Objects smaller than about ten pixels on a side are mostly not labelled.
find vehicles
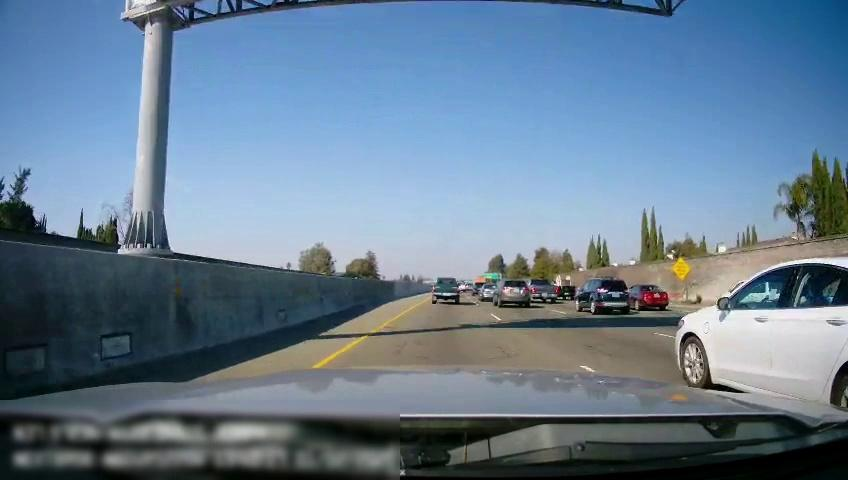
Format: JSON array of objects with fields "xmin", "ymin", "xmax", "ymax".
[
  {"xmin": 721, "ymin": 280, "xmax": 809, "ymax": 305},
  {"xmin": 574, "ymin": 279, "xmax": 630, "ymax": 316},
  {"xmin": 472, "ymin": 282, "xmax": 486, "ymax": 296},
  {"xmin": 671, "ymin": 256, "xmax": 848, "ymax": 413},
  {"xmin": 477, "ymin": 283, "xmax": 498, "ymax": 302},
  {"xmin": 492, "ymin": 279, "xmax": 531, "ymax": 309},
  {"xmin": 432, "ymin": 276, "xmax": 461, "ymax": 304},
  {"xmin": 621, "ymin": 284, "xmax": 670, "ymax": 312},
  {"xmin": 550, "ymin": 274, "xmax": 576, "ymax": 301},
  {"xmin": 525, "ymin": 278, "xmax": 559, "ymax": 304}
]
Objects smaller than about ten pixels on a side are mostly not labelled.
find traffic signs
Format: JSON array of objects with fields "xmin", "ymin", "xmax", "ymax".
[
  {"xmin": 483, "ymin": 272, "xmax": 501, "ymax": 281},
  {"xmin": 671, "ymin": 256, "xmax": 692, "ymax": 281}
]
